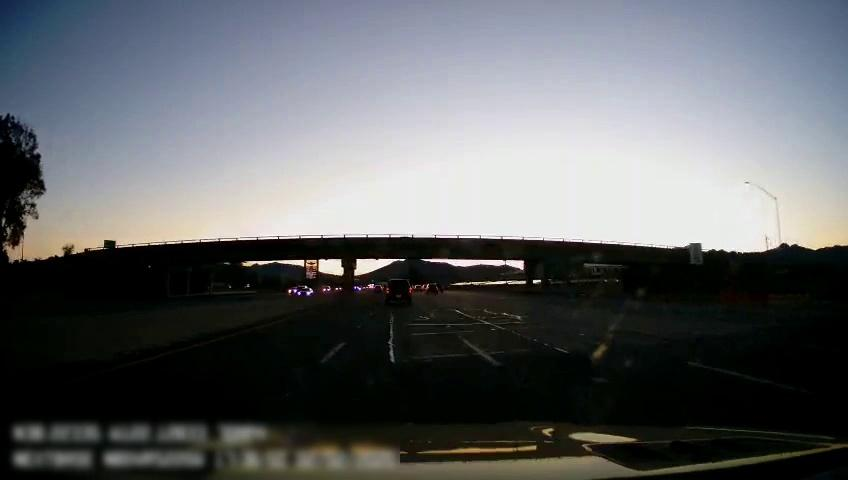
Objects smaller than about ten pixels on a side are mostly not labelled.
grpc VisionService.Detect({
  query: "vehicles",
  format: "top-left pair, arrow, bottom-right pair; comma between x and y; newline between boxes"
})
383,277 -> 414,306
424,282 -> 438,295
296,287 -> 314,296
